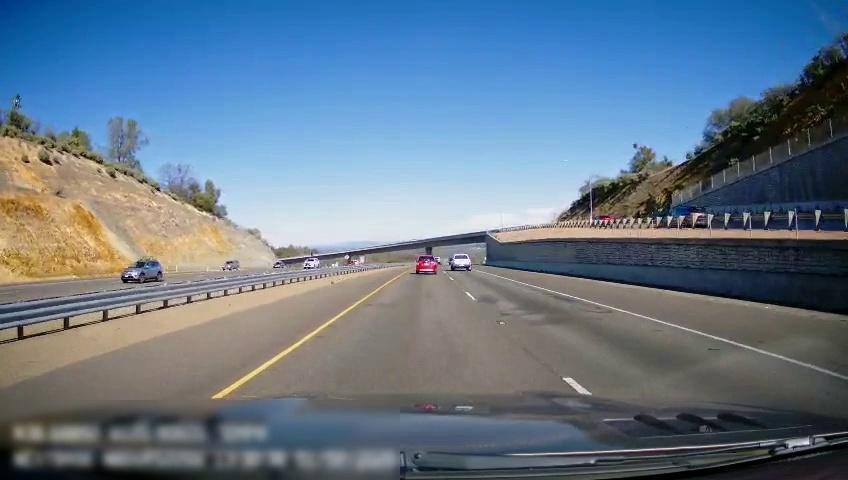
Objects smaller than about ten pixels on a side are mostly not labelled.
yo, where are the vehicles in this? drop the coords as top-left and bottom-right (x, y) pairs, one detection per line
(221, 260), (241, 272)
(451, 254), (473, 271)
(415, 256), (437, 274)
(120, 258), (166, 284)
(593, 214), (615, 225)
(663, 205), (708, 227)
(301, 257), (321, 270)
